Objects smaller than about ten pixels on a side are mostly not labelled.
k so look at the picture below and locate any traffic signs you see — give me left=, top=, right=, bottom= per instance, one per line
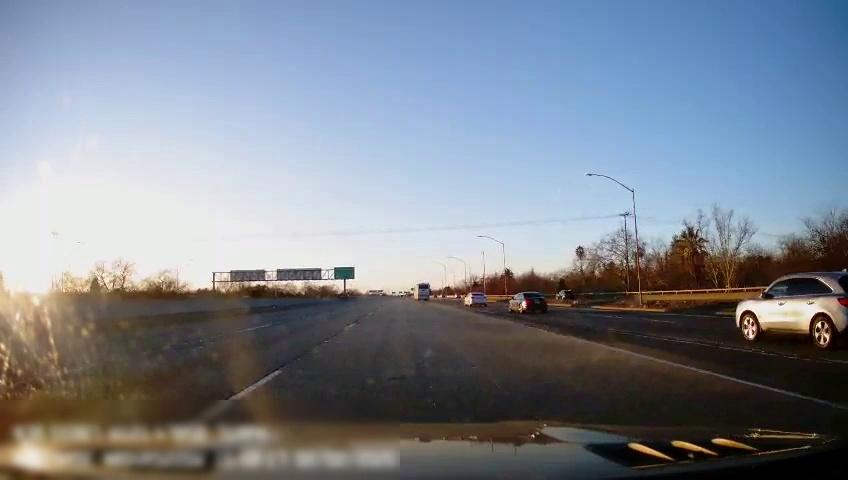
left=333, top=266, right=355, bottom=279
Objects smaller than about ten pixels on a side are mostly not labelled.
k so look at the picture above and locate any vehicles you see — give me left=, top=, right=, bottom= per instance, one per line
left=554, top=290, right=574, bottom=301
left=506, top=291, right=549, bottom=315
left=734, top=270, right=848, bottom=351
left=414, top=282, right=430, bottom=301
left=464, top=291, right=488, bottom=307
